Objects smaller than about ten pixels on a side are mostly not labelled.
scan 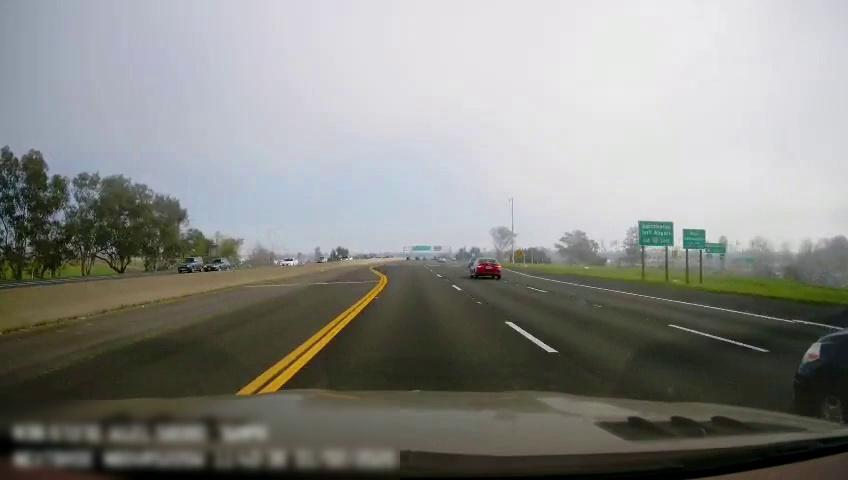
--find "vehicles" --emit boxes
[468,258,476,268]
[470,257,502,280]
[177,256,205,274]
[279,257,299,267]
[793,325,848,422]
[204,257,231,274]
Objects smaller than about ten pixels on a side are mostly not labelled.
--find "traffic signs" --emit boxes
[682,228,706,250]
[414,245,432,251]
[706,242,727,255]
[637,219,674,247]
